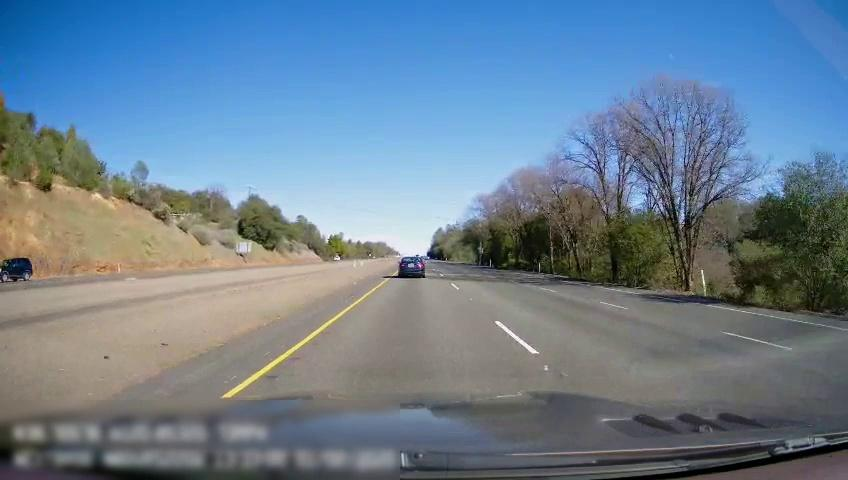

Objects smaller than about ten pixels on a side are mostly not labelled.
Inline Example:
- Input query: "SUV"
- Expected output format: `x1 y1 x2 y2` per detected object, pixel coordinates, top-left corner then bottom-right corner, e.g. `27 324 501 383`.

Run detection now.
0 257 33 282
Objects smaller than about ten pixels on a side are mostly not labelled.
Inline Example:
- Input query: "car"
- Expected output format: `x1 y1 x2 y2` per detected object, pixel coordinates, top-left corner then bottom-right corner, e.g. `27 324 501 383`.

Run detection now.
398 255 426 279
